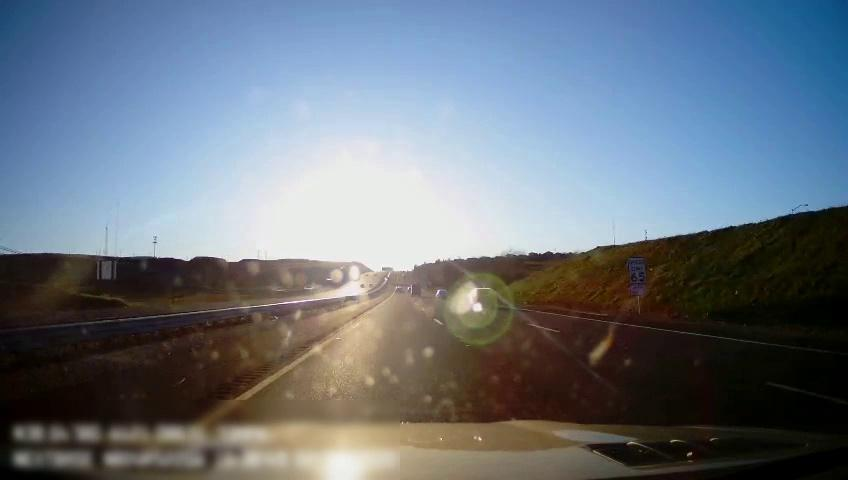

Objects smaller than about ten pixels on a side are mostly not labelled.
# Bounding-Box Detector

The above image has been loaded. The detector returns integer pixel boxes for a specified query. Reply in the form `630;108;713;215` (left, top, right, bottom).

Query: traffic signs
627;256;647;283
629;283;648;296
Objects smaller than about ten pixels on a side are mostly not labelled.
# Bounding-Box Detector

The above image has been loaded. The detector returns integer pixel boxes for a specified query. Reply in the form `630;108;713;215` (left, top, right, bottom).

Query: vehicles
411;283;422;297
435;289;449;300
467;287;495;308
